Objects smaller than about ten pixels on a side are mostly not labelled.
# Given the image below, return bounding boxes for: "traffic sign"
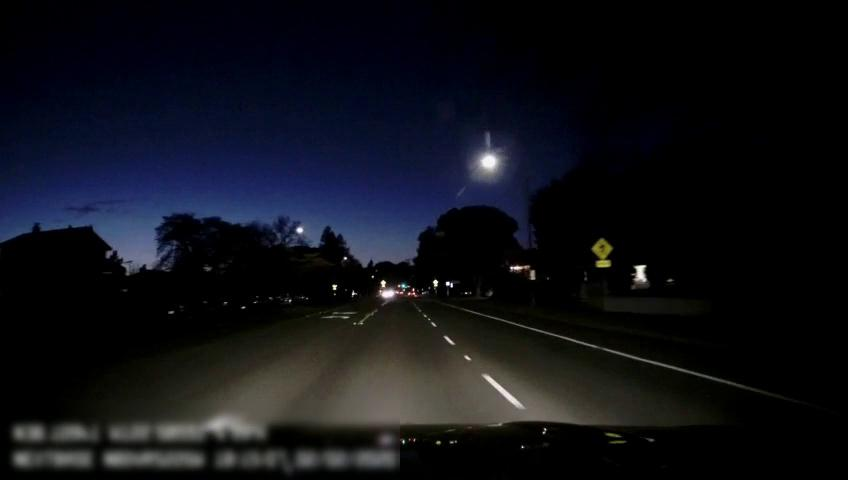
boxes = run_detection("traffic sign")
[590,237,613,260]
